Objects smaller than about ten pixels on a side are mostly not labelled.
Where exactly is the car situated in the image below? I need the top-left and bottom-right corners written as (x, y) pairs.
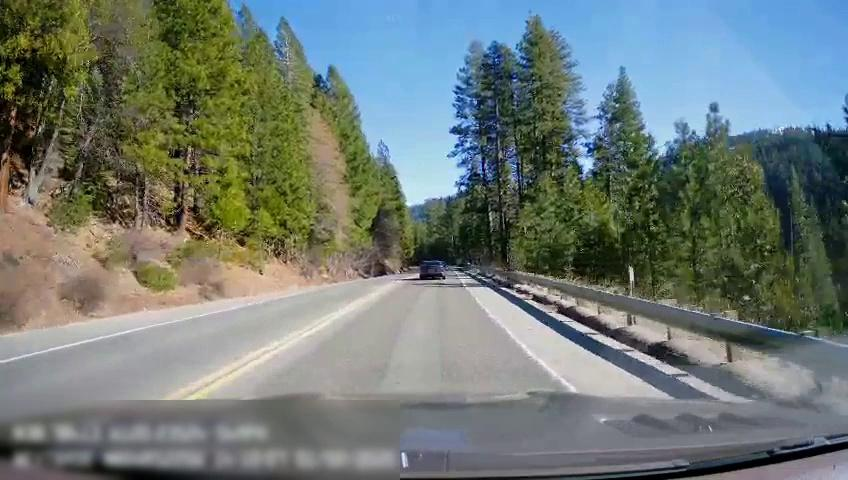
top-left (419, 260), bottom-right (447, 280)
